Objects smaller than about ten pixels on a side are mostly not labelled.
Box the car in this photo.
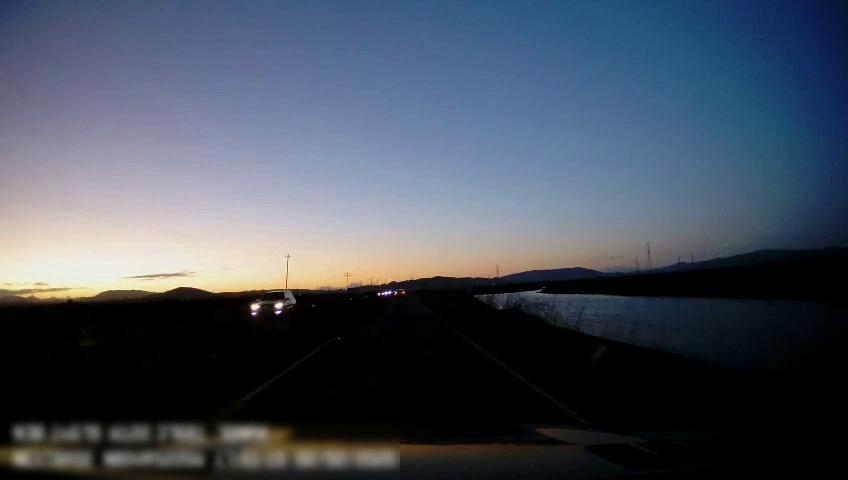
[394,288,406,297]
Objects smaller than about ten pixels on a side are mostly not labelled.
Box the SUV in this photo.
[249,291,297,320]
